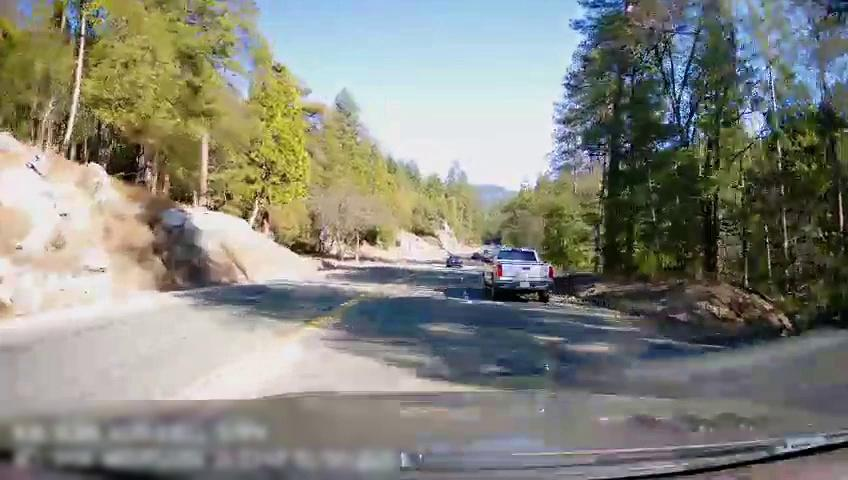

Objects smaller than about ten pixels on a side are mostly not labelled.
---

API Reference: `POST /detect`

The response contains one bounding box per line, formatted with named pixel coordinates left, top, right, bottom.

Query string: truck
left=482, top=247, right=555, bottom=302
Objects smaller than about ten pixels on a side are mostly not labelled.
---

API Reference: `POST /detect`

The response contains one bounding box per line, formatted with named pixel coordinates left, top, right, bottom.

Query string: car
left=446, top=255, right=464, bottom=267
